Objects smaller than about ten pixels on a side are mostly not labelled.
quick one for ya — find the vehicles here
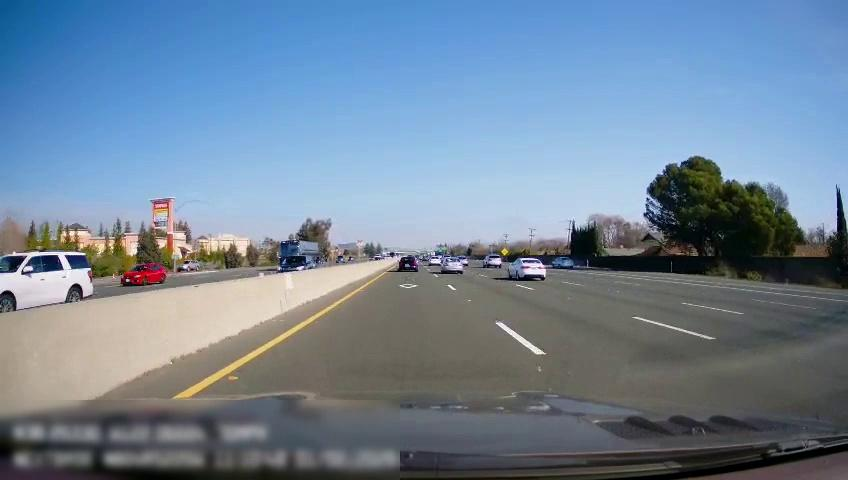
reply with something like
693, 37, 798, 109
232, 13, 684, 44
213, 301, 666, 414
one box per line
335, 255, 349, 264
551, 257, 575, 270
120, 263, 168, 287
508, 257, 546, 281
277, 240, 319, 272
481, 254, 502, 268
440, 258, 464, 275
0, 252, 95, 312
428, 255, 442, 266
397, 255, 418, 273
457, 256, 468, 266
177, 259, 201, 273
